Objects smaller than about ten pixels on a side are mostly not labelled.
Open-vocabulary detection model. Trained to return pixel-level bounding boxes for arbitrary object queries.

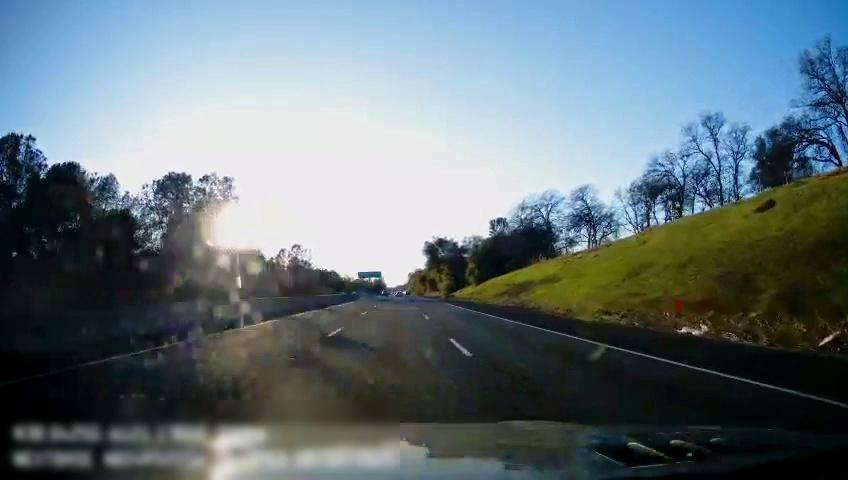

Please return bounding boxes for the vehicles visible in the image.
[380,289,392,297]
[395,290,404,297]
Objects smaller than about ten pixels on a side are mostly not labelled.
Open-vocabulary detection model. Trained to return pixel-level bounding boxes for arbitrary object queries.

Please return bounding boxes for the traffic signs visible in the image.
[356,271,382,278]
